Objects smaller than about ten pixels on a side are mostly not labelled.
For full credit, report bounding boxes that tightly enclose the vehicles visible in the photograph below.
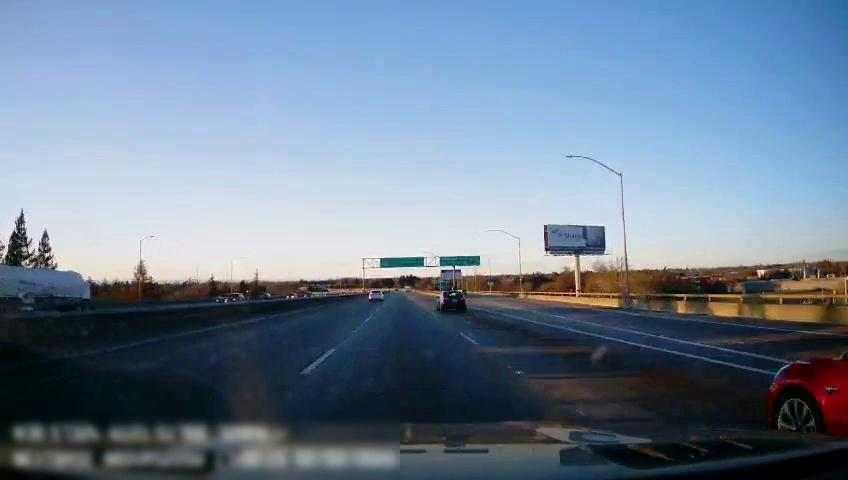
[215,295,229,303]
[0,266,92,312]
[766,350,848,436]
[368,289,384,302]
[436,290,467,312]
[286,292,298,300]
[224,293,246,303]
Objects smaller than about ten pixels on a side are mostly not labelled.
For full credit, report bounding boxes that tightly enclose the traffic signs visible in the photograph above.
[440,256,481,266]
[380,257,424,267]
